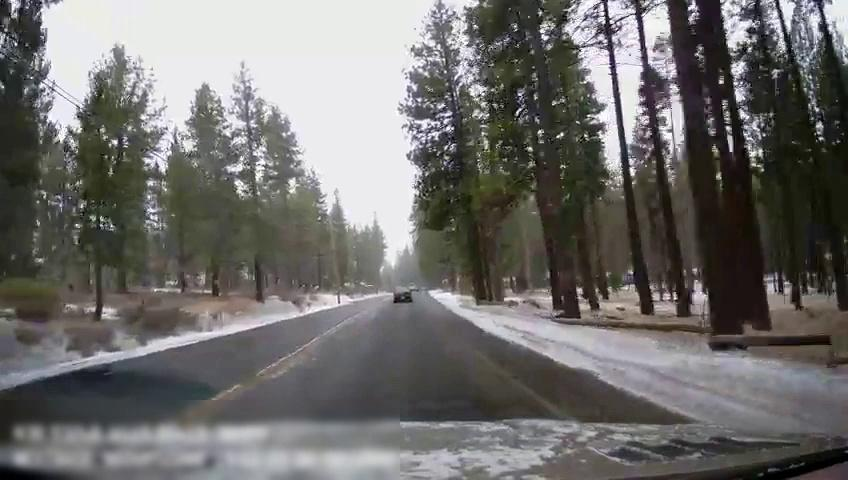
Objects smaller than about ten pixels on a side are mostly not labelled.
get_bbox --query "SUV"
[393,287,412,304]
